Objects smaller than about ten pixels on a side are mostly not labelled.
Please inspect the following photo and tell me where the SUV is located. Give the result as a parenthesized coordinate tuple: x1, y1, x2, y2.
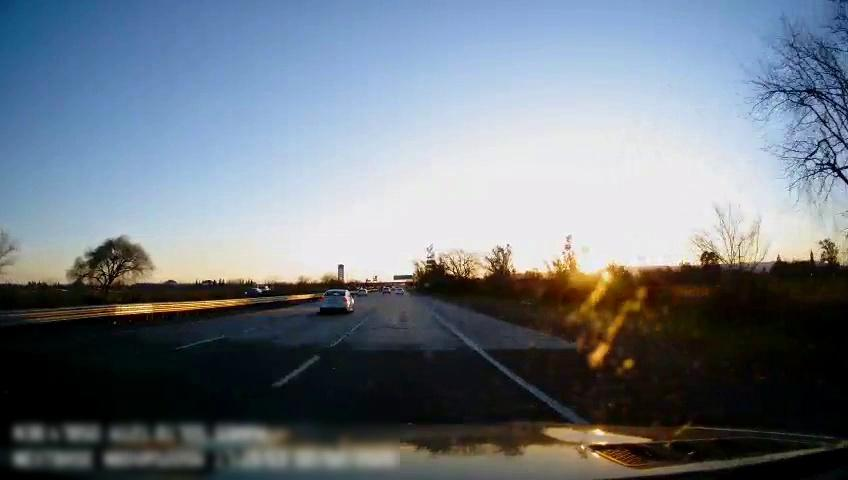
(243, 287, 263, 299)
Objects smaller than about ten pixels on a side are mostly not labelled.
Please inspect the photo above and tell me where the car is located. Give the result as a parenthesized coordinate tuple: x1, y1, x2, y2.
(318, 289, 355, 316)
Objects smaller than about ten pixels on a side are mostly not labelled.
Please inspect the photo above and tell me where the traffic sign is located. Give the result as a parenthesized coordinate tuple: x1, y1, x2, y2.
(394, 275, 412, 280)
